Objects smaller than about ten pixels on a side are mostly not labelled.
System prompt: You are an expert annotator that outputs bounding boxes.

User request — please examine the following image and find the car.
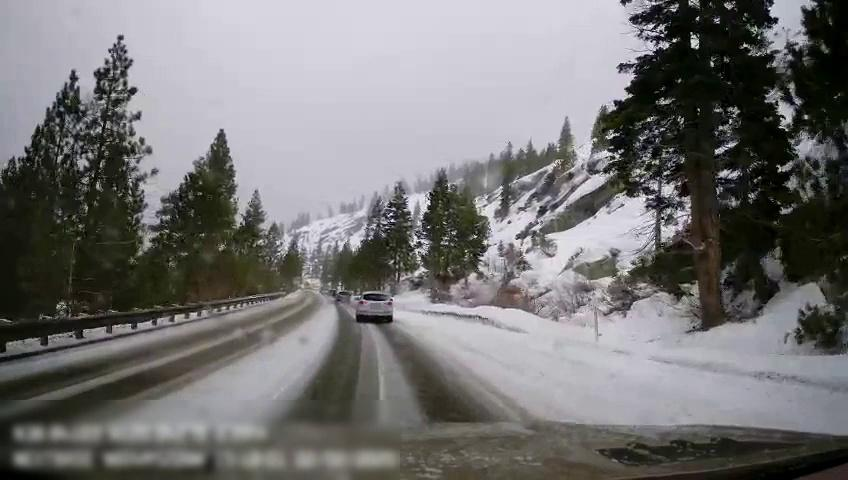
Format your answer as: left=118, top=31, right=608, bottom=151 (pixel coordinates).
left=335, top=290, right=351, bottom=305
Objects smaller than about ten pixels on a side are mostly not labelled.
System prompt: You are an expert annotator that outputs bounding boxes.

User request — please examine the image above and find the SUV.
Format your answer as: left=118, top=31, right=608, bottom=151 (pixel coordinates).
left=354, top=291, right=394, bottom=323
